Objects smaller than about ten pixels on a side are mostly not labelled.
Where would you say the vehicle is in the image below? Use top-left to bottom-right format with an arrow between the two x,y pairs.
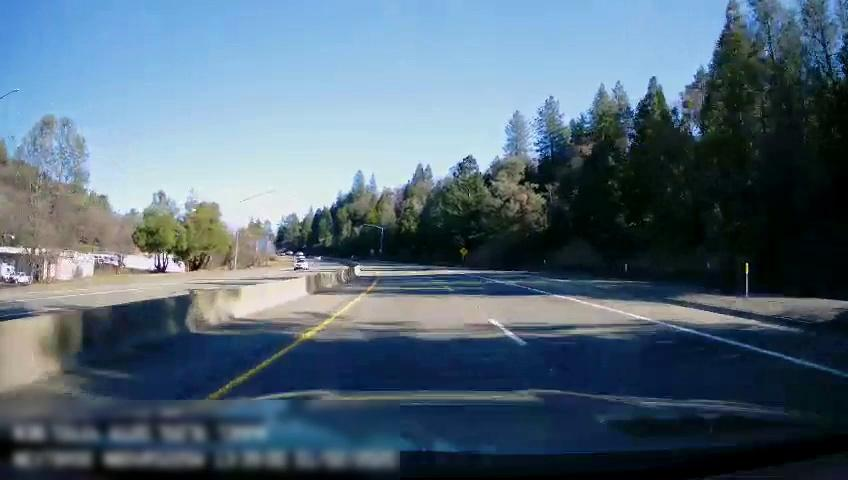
293,256 -> 308,272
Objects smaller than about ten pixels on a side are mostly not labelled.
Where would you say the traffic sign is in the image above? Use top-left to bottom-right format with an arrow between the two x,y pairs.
459,246 -> 469,257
